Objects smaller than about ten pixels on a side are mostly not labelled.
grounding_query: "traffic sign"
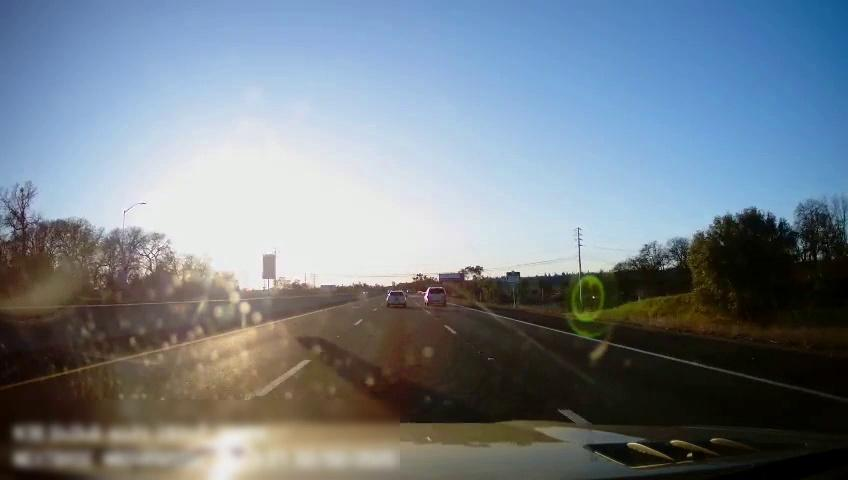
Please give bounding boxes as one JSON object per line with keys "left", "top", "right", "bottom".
{"left": 262, "top": 252, "right": 276, "bottom": 280}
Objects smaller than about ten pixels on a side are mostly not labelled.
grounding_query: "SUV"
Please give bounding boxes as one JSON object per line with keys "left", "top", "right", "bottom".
{"left": 423, "top": 286, "right": 447, "bottom": 307}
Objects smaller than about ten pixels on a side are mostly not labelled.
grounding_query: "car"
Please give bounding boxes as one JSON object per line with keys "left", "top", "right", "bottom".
{"left": 386, "top": 290, "right": 408, "bottom": 308}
